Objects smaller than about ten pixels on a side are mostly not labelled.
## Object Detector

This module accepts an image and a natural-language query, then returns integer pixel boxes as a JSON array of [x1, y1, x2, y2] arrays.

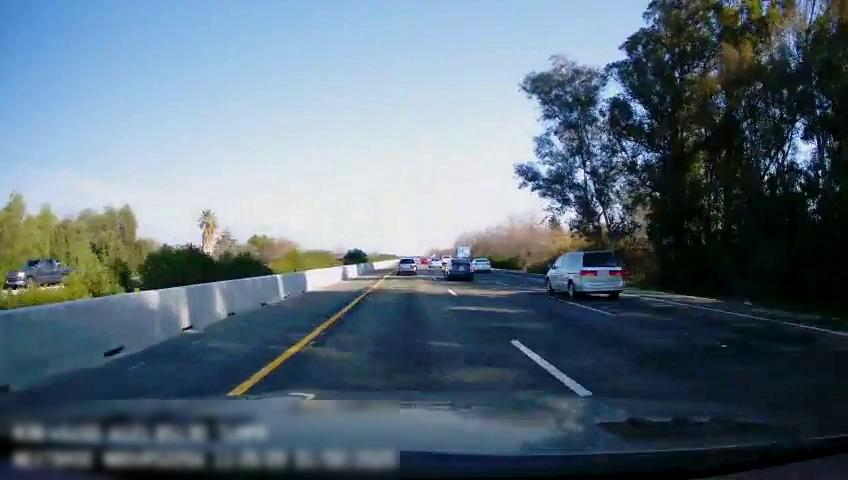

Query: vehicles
[[542, 251, 625, 302], [443, 258, 474, 281], [441, 256, 449, 263], [427, 257, 442, 269], [2, 258, 66, 291], [468, 257, 491, 274], [395, 257, 419, 276]]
